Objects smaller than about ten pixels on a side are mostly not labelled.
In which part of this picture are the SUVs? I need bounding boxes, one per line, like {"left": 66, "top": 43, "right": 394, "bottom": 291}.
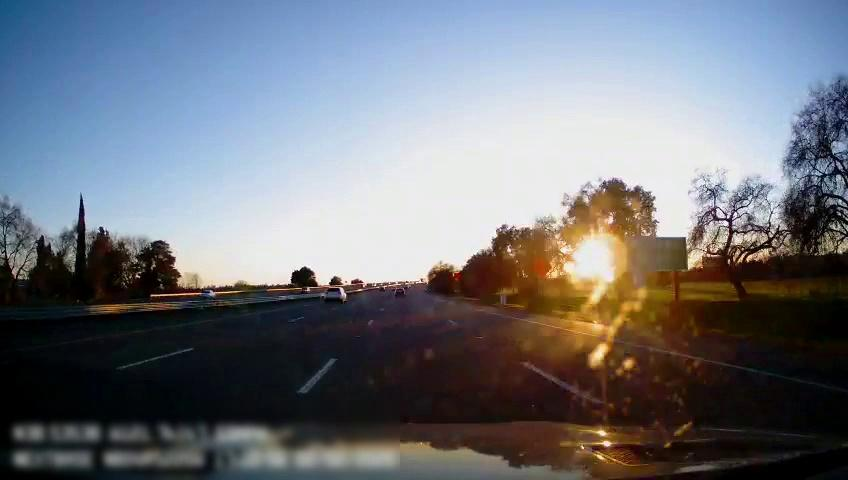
{"left": 393, "top": 287, "right": 406, "bottom": 297}
{"left": 324, "top": 285, "right": 347, "bottom": 305}
{"left": 200, "top": 290, "right": 217, "bottom": 301}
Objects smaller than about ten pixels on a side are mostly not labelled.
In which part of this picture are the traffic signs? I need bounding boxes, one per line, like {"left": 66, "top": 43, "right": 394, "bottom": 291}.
{"left": 529, "top": 256, "right": 554, "bottom": 278}
{"left": 623, "top": 236, "right": 691, "bottom": 273}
